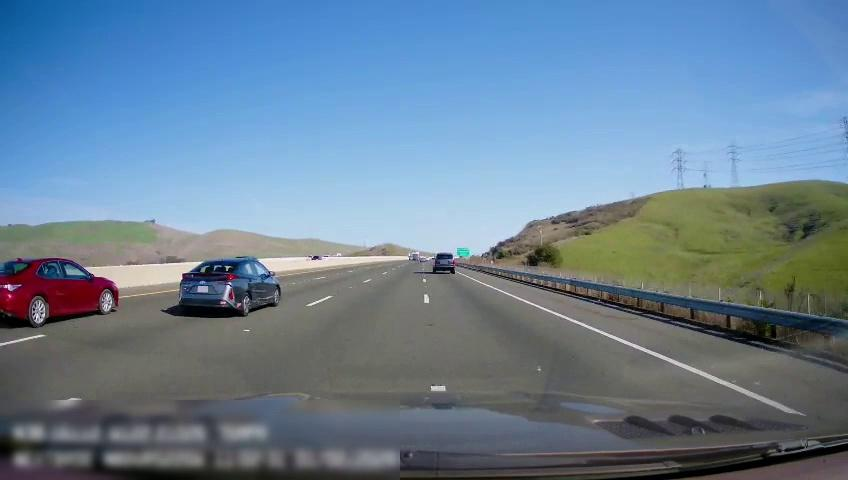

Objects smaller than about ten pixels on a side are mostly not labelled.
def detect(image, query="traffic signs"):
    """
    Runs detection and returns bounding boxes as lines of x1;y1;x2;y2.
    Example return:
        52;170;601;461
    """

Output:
456;247;472;257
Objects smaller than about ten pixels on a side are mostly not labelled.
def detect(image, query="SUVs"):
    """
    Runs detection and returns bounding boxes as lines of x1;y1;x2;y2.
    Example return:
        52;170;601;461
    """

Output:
432;252;456;274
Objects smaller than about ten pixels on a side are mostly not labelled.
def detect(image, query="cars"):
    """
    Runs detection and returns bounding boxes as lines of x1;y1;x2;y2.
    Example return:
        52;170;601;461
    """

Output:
178;256;282;317
0;257;121;329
